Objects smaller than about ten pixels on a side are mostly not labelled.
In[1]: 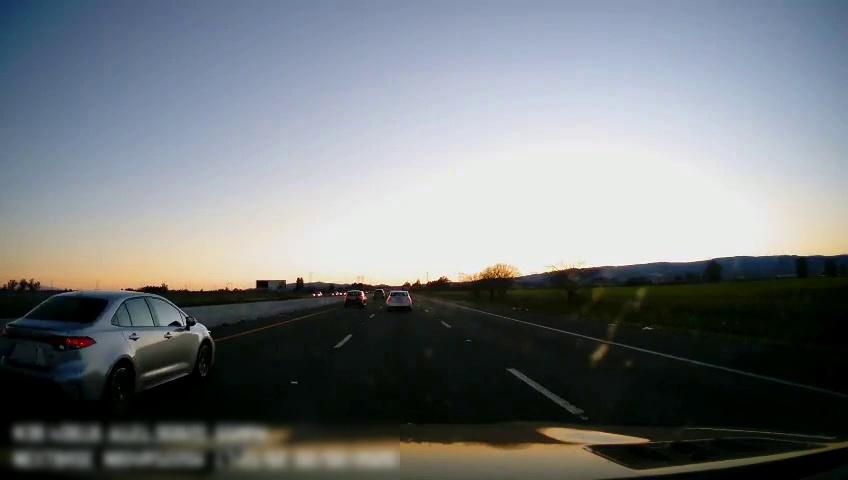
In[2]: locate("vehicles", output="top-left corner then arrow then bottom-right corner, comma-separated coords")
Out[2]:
0,290 -> 217,418
373,289 -> 386,301
385,290 -> 413,313
344,289 -> 366,308
312,291 -> 323,298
